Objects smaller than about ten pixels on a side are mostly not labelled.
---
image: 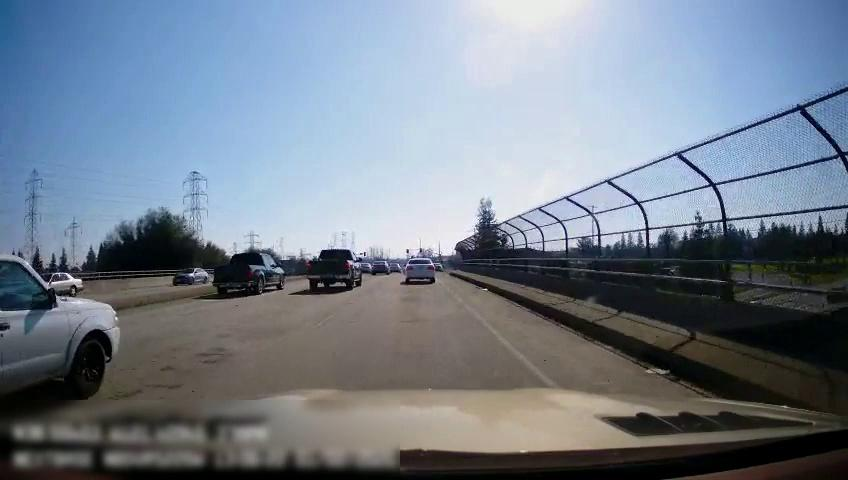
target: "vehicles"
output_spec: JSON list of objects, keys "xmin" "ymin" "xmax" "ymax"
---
[
  {"xmin": 372, "ymin": 261, "xmax": 391, "ymax": 275},
  {"xmin": 212, "ymin": 252, "xmax": 287, "ymax": 296},
  {"xmin": 0, "ymin": 253, "xmax": 122, "ymax": 404},
  {"xmin": 37, "ymin": 272, "xmax": 83, "ymax": 297},
  {"xmin": 172, "ymin": 267, "xmax": 209, "ymax": 286},
  {"xmin": 361, "ymin": 263, "xmax": 372, "ymax": 273},
  {"xmin": 403, "ymin": 256, "xmax": 436, "ymax": 283},
  {"xmin": 390, "ymin": 263, "xmax": 401, "ymax": 273},
  {"xmin": 303, "ymin": 248, "xmax": 363, "ymax": 290}
]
